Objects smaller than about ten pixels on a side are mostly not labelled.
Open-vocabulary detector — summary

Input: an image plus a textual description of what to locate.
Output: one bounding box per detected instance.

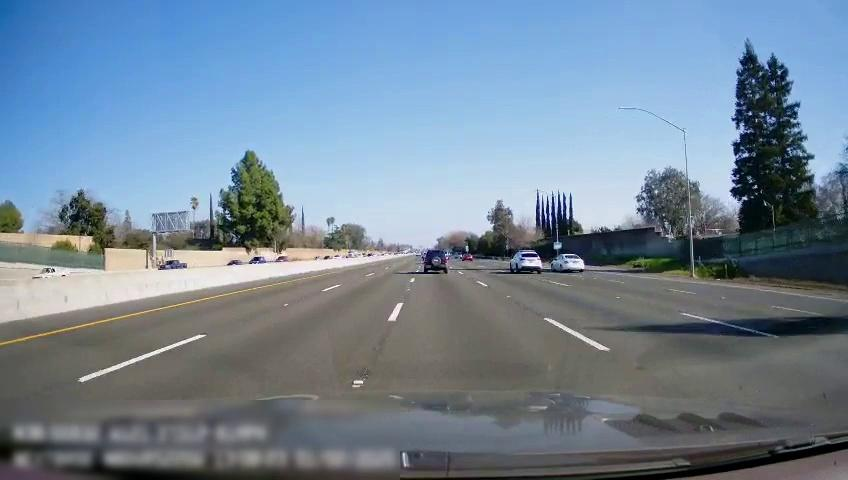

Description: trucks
[32,266,71,279]
[158,260,188,270]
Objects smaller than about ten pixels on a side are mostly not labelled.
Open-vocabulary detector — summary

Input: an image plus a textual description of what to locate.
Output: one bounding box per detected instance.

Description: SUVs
[424,250,448,273]
[508,251,542,275]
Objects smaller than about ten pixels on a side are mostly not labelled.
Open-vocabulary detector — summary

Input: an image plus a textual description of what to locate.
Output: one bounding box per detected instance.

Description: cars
[248,256,265,264]
[462,253,473,261]
[227,259,243,266]
[549,253,584,274]
[275,255,289,262]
